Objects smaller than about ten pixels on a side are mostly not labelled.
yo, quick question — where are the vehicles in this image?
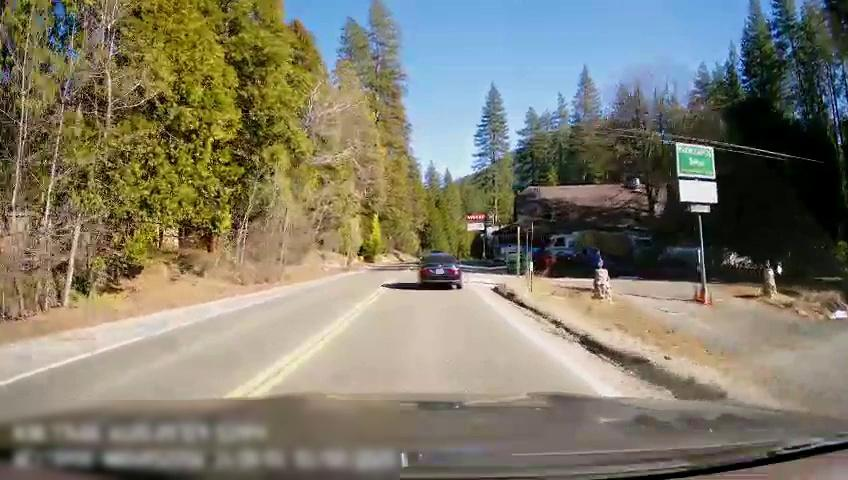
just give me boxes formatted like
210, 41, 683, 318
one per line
546, 231, 580, 265
418, 253, 464, 290
507, 247, 550, 266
